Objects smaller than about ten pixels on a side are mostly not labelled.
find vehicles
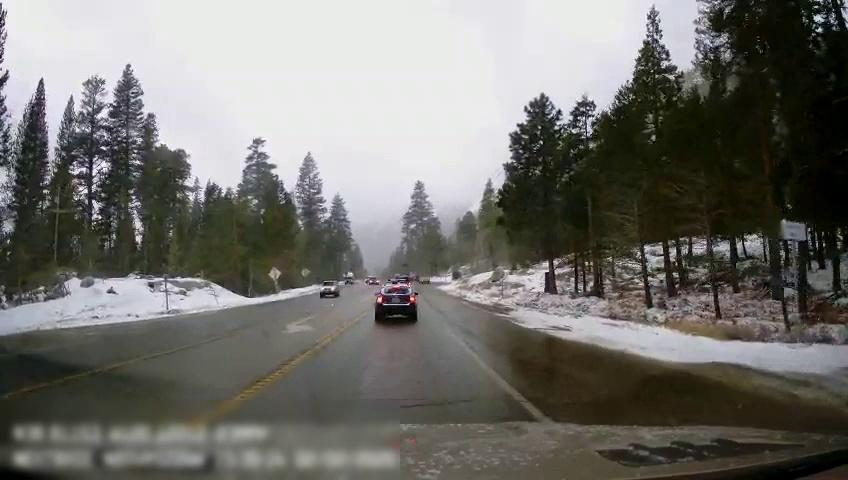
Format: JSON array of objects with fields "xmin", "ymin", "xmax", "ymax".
[
  {"xmin": 344, "ymin": 272, "xmax": 356, "ymax": 286},
  {"xmin": 319, "ymin": 280, "xmax": 341, "ymax": 298},
  {"xmin": 418, "ymin": 276, "xmax": 431, "ymax": 285},
  {"xmin": 368, "ymin": 276, "xmax": 380, "ymax": 286},
  {"xmin": 374, "ymin": 277, "xmax": 419, "ymax": 323}
]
